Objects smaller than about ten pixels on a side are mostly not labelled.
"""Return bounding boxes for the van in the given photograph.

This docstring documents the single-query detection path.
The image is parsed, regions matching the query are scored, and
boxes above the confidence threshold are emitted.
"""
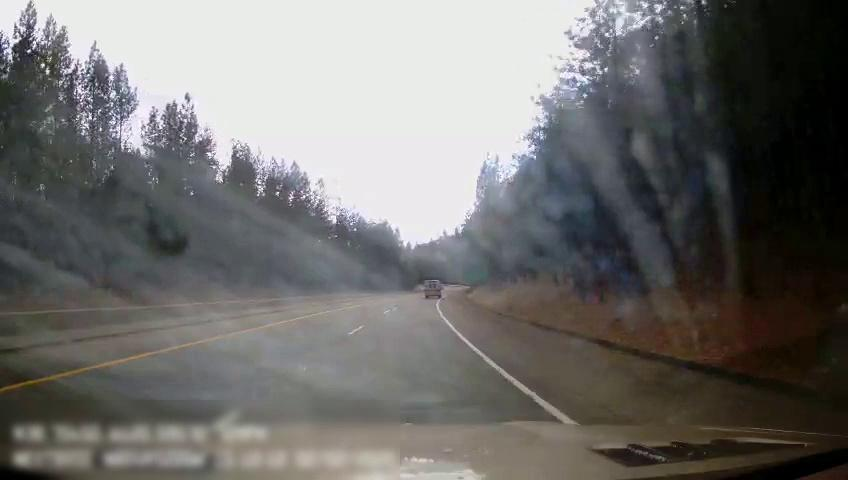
[424,279,442,299]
